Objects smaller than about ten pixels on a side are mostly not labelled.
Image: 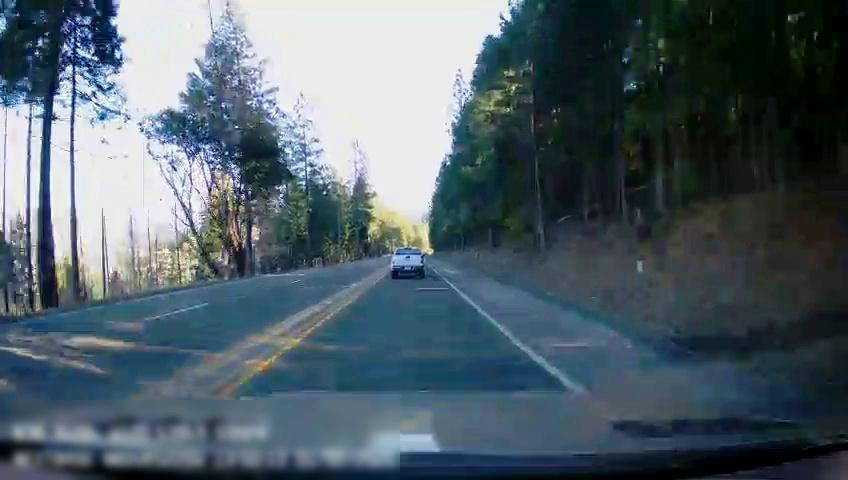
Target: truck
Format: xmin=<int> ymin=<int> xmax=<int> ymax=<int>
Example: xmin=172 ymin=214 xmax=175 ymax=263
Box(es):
xmin=389 ymin=245 xmax=428 ymax=280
